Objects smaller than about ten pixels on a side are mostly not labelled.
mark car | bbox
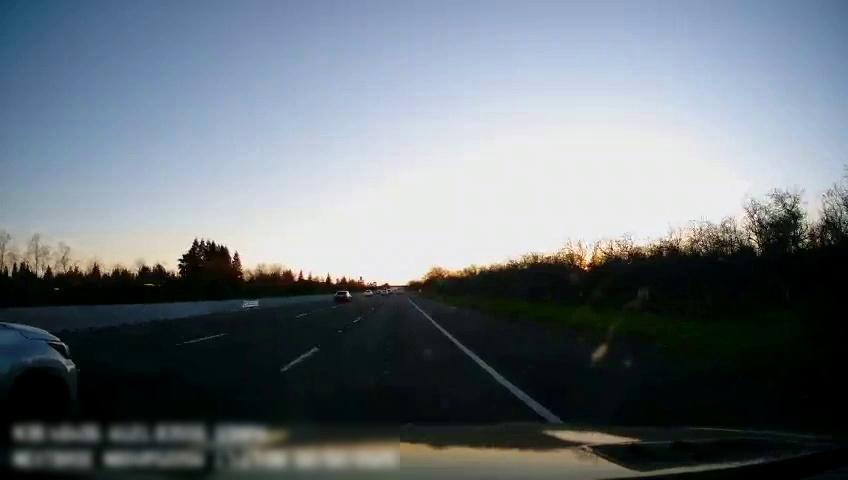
[334,290,352,304]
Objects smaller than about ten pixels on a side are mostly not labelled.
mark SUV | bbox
[0,318,80,451]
